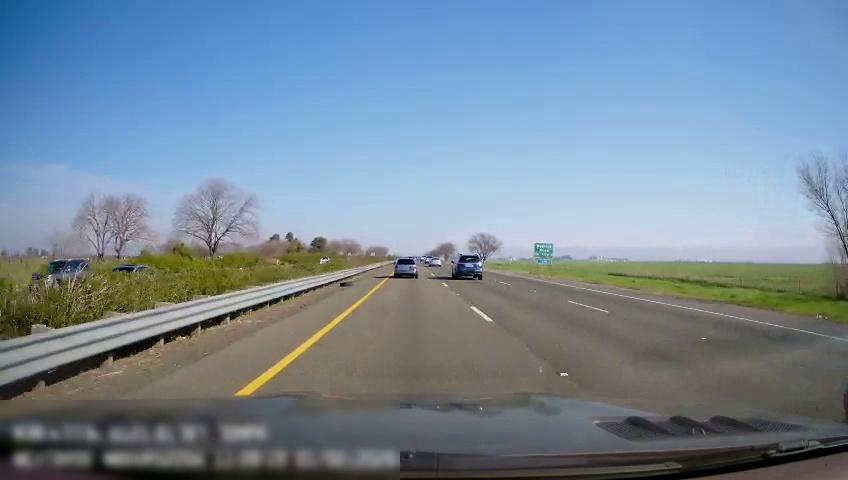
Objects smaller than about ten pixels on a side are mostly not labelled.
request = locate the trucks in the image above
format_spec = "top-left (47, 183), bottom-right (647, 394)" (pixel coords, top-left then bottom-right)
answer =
top-left (319, 257), bottom-right (331, 265)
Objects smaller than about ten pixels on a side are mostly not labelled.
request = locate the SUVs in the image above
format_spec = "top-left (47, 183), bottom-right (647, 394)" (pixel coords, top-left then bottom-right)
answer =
top-left (28, 258), bottom-right (92, 297)
top-left (450, 254), bottom-right (484, 281)
top-left (392, 257), bottom-right (419, 279)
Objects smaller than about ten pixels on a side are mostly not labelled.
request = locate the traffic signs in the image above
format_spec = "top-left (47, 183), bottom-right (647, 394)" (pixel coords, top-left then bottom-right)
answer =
top-left (534, 242), bottom-right (554, 258)
top-left (536, 258), bottom-right (553, 265)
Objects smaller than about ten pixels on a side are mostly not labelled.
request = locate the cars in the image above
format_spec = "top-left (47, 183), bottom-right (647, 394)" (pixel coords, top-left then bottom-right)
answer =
top-left (106, 264), bottom-right (149, 274)
top-left (427, 256), bottom-right (444, 268)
